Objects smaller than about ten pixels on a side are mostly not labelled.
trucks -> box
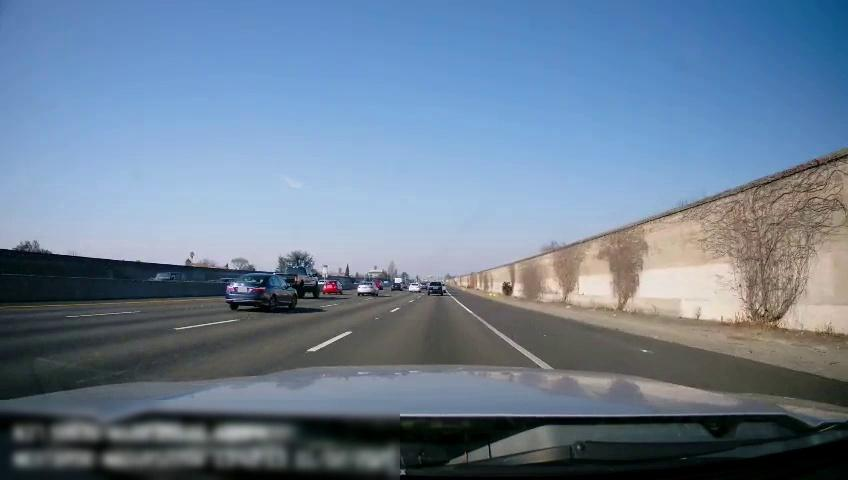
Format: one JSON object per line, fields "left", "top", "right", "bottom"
{"left": 368, "top": 280, "right": 384, "bottom": 291}
{"left": 269, "top": 265, "right": 320, "bottom": 299}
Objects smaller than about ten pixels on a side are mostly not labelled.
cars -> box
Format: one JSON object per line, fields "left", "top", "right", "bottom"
{"left": 408, "top": 282, "right": 422, "bottom": 293}
{"left": 224, "top": 272, "right": 299, "bottom": 313}
{"left": 322, "top": 280, "right": 344, "bottom": 296}
{"left": 390, "top": 283, "right": 404, "bottom": 292}
{"left": 357, "top": 280, "right": 379, "bottom": 297}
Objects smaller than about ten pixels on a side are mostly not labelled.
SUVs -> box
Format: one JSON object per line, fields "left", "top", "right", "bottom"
{"left": 427, "top": 281, "right": 443, "bottom": 296}
{"left": 150, "top": 272, "right": 184, "bottom": 281}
